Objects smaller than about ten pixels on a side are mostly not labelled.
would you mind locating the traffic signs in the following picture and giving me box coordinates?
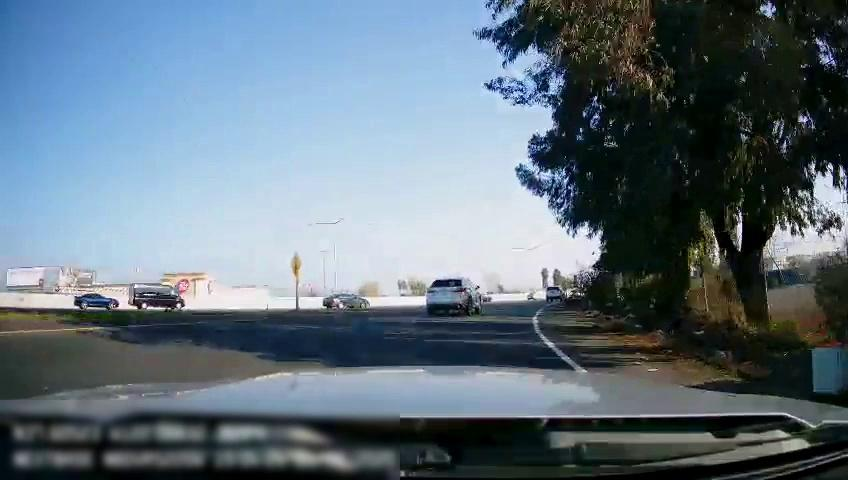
[289,248,304,279]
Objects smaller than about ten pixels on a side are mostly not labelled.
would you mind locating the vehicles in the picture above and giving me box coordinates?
[481,292,494,303]
[73,292,120,311]
[526,291,538,300]
[127,283,186,312]
[322,293,372,310]
[426,276,483,317]
[545,285,569,303]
